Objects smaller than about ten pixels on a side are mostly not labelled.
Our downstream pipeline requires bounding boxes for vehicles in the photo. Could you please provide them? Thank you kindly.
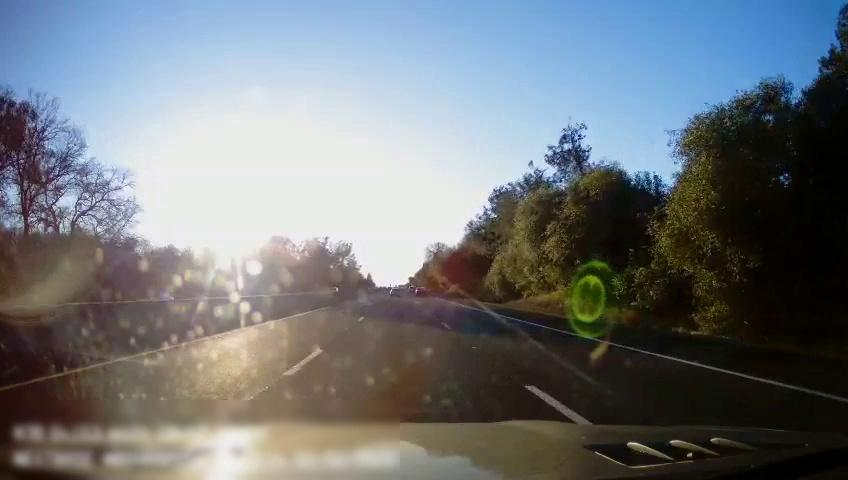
[414,287,425,297]
[389,288,402,298]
